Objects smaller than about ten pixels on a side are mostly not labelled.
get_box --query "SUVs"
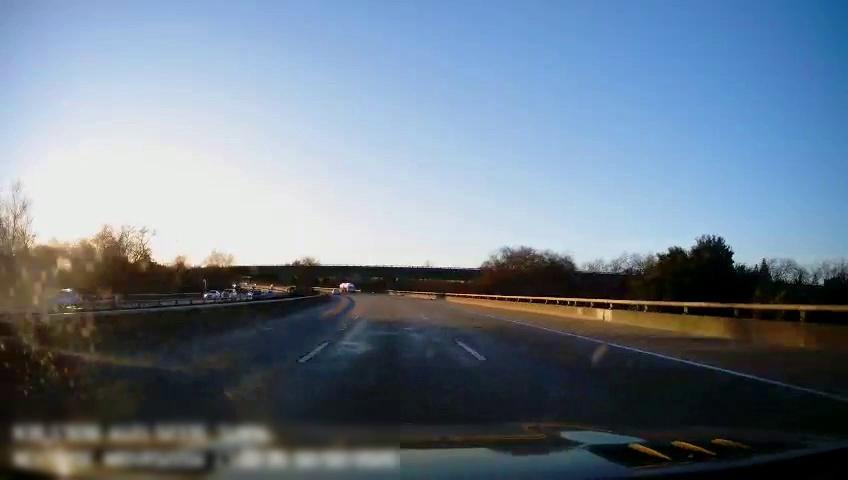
[203,290,221,303]
[220,289,238,301]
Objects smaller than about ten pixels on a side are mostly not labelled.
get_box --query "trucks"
[339,283,355,294]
